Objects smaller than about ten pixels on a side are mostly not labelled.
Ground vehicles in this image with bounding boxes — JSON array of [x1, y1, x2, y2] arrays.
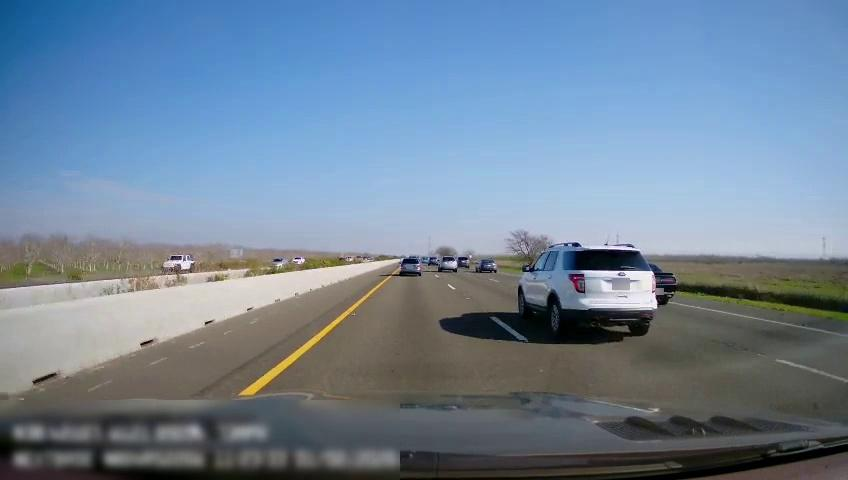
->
[[456, 255, 470, 267], [162, 255, 198, 274], [474, 258, 499, 273], [398, 257, 423, 277], [292, 256, 307, 265], [437, 255, 458, 272], [428, 256, 439, 266], [270, 257, 289, 267], [648, 263, 678, 305], [517, 240, 658, 337]]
